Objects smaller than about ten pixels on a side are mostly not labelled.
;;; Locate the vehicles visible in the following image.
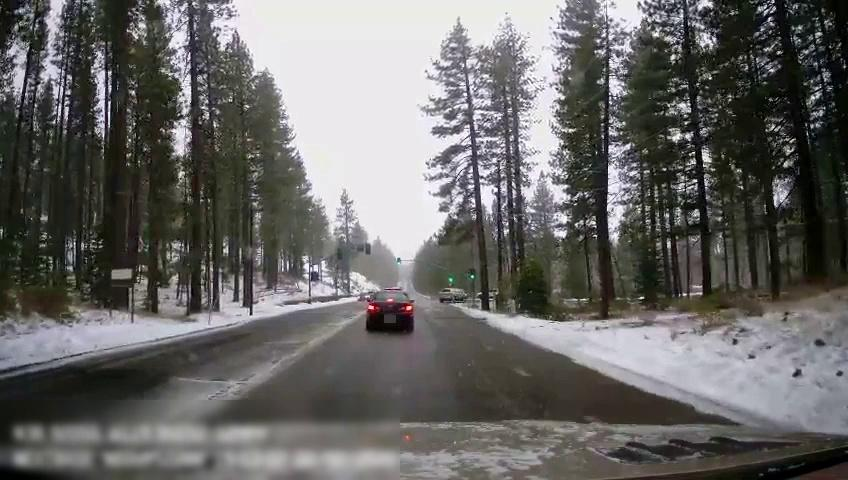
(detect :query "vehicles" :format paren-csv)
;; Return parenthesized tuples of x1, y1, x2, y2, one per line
(439, 287, 469, 303)
(476, 289, 499, 301)
(366, 292, 415, 333)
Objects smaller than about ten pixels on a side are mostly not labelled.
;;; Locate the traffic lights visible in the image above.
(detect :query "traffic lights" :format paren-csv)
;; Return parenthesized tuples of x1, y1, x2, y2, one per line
(365, 243, 371, 256)
(337, 247, 343, 260)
